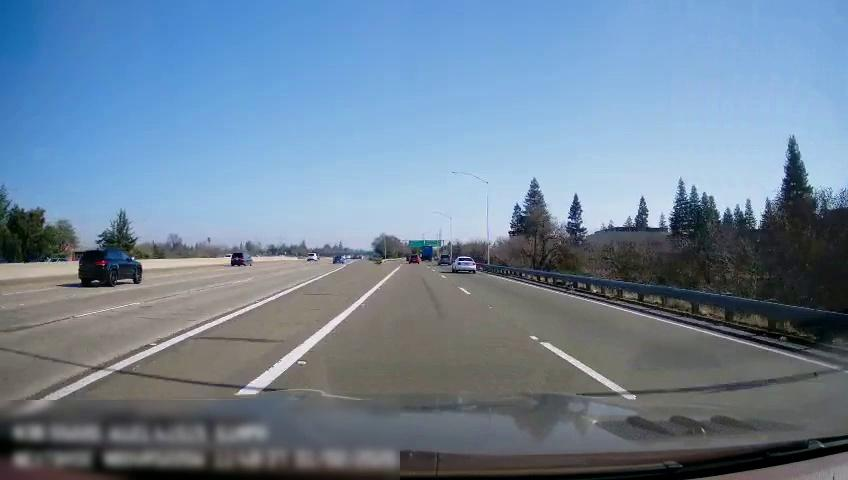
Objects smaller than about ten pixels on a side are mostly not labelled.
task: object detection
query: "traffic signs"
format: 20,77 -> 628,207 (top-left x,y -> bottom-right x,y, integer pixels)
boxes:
424,240 -> 444,247
406,239 -> 423,249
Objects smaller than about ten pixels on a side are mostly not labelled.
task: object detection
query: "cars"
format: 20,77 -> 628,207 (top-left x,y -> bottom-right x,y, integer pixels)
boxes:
450,256 -> 477,274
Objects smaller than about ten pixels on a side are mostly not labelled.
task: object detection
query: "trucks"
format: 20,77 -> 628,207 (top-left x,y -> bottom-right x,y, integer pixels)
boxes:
420,245 -> 434,262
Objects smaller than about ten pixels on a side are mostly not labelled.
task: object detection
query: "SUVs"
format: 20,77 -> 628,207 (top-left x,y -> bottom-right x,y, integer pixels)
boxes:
76,248 -> 144,288
229,251 -> 255,268
436,253 -> 452,266
407,253 -> 421,265
305,251 -> 319,262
